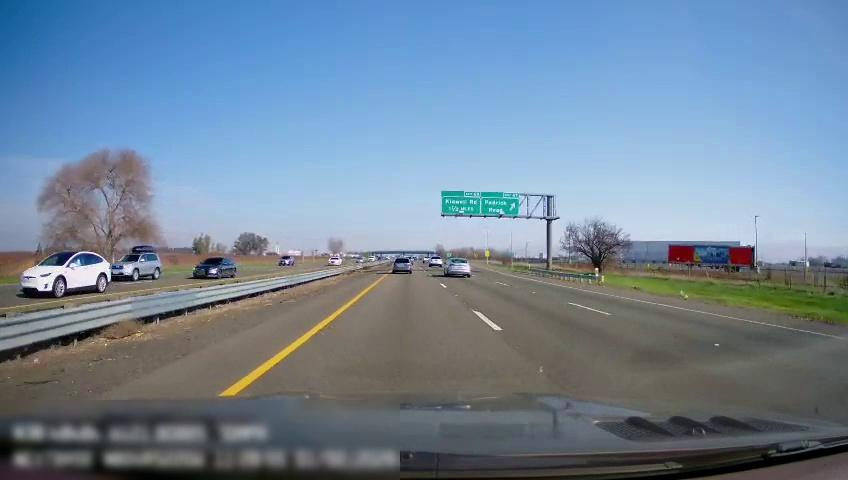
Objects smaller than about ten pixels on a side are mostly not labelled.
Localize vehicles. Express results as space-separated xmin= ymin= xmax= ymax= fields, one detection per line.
xmin=192 ymin=257 xmax=238 ymax=280
xmin=367 ymin=255 xmax=378 ymax=262
xmin=278 ymin=255 xmax=295 ymax=267
xmin=110 ymin=253 xmax=161 ymax=282
xmin=442 ymin=258 xmax=471 ymax=278
xmin=392 ymin=257 xmax=412 ymax=274
xmin=328 ymin=256 xmax=342 ymax=266
xmin=18 ymin=250 xmax=112 ymax=299
xmin=428 ymin=256 xmax=443 ymax=268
